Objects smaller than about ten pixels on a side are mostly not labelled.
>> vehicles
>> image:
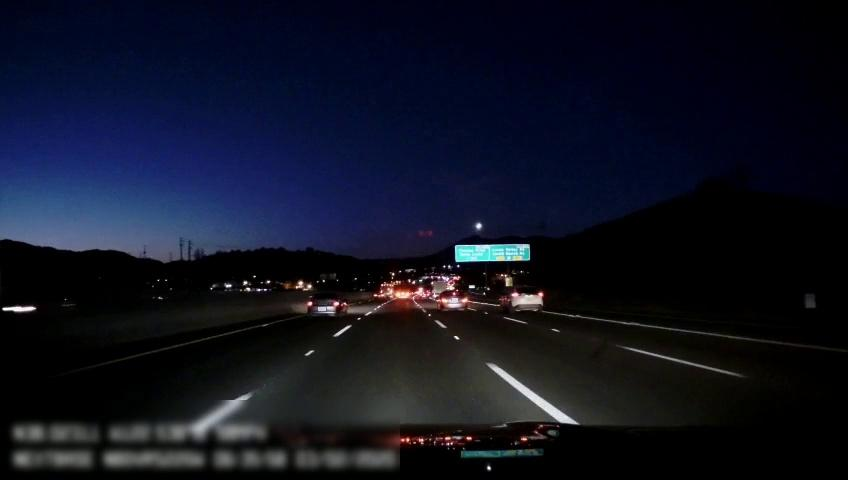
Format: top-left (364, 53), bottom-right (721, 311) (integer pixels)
top-left (500, 285), bottom-right (545, 315)
top-left (306, 290), bottom-right (352, 323)
top-left (396, 290), bottom-right (411, 302)
top-left (380, 285), bottom-right (394, 300)
top-left (438, 290), bottom-right (467, 312)
top-left (0, 294), bottom-right (52, 319)
top-left (374, 292), bottom-right (390, 303)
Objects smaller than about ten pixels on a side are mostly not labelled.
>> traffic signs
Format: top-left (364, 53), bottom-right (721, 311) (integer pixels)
top-left (455, 244), bottom-right (530, 263)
